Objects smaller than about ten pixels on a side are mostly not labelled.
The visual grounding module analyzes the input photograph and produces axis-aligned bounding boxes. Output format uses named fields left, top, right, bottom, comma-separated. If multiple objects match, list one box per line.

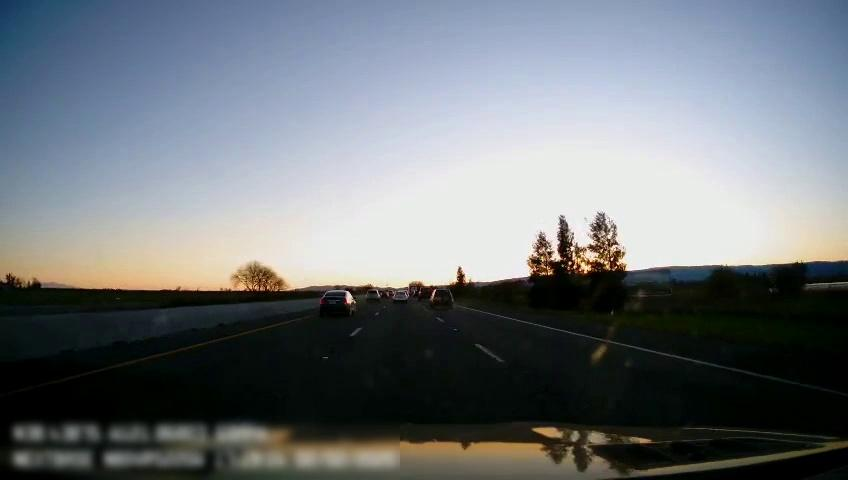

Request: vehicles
left=429, top=289, right=454, bottom=309
left=365, top=289, right=382, bottom=303
left=393, top=291, right=408, bottom=304
left=408, top=283, right=418, bottom=295
left=418, top=288, right=432, bottom=302
left=319, top=289, right=357, bottom=318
